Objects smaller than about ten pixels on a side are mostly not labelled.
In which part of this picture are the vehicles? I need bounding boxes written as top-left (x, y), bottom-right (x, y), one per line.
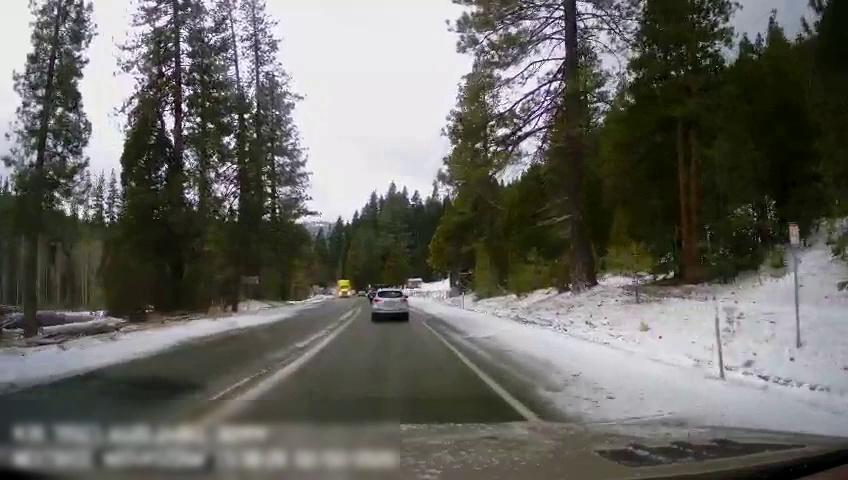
top-left (336, 280), bottom-right (351, 298)
top-left (370, 285), bottom-right (390, 303)
top-left (372, 289), bottom-right (409, 321)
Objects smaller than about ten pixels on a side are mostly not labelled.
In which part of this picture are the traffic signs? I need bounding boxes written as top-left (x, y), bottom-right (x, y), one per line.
top-left (789, 224), bottom-right (800, 245)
